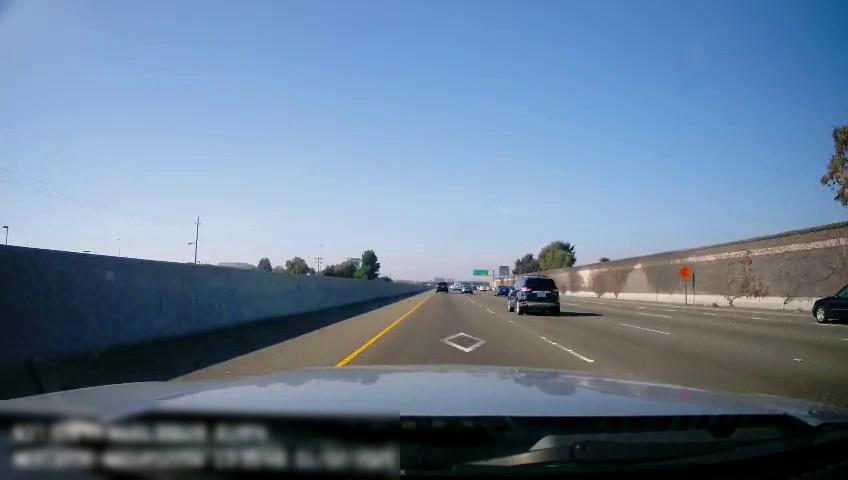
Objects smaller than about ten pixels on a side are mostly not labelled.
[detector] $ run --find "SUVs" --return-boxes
[508,277,561,315]
[435,283,449,296]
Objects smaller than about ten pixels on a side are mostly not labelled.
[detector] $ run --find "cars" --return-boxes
[812,282,848,324]
[493,285,508,297]
[460,282,474,294]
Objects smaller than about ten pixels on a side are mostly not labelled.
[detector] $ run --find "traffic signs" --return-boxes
[472,269,489,276]
[677,265,692,280]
